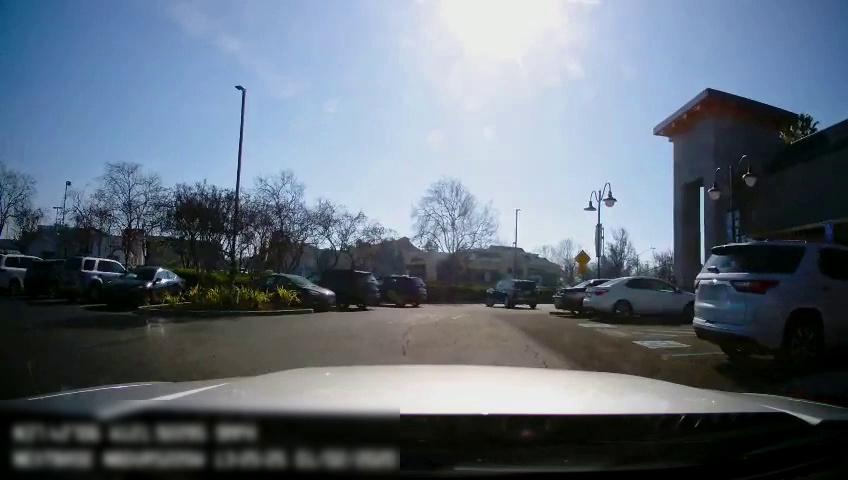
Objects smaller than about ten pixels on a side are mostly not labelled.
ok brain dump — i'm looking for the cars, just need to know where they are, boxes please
[104,266,186,306]
[582,276,708,324]
[271,273,337,312]
[552,278,632,315]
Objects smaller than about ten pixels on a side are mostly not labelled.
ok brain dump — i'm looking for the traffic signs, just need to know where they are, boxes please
[574,249,591,265]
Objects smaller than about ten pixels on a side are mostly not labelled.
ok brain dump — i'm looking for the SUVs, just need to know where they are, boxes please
[484,279,539,311]
[59,257,139,304]
[692,239,848,379]
[24,260,79,299]
[312,270,382,311]
[370,275,430,308]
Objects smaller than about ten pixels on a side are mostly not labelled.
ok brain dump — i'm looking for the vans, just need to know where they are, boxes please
[0,254,65,297]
